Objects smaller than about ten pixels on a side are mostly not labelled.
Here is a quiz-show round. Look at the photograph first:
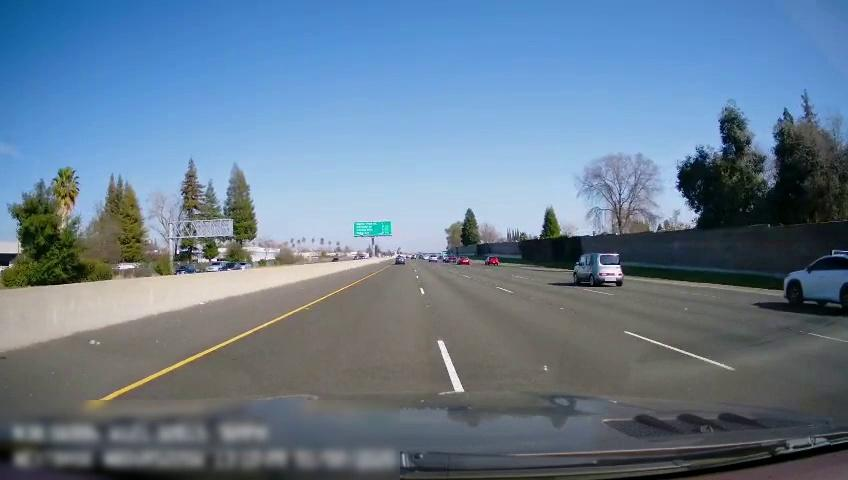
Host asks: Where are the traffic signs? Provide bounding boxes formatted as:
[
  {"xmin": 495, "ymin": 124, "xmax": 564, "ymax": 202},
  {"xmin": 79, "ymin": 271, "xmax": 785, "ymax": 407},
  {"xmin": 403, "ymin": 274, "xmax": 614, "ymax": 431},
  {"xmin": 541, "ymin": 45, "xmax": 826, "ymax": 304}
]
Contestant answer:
[{"xmin": 352, "ymin": 221, "xmax": 393, "ymax": 237}]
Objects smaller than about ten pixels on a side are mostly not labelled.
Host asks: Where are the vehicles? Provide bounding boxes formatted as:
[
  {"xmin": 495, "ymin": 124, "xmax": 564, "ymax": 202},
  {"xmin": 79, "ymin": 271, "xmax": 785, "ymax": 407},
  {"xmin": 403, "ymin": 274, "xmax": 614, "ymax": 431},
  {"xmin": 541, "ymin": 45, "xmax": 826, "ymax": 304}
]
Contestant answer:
[
  {"xmin": 239, "ymin": 262, "xmax": 251, "ymax": 270},
  {"xmin": 207, "ymin": 260, "xmax": 228, "ymax": 273},
  {"xmin": 217, "ymin": 262, "xmax": 241, "ymax": 273},
  {"xmin": 456, "ymin": 256, "xmax": 471, "ymax": 266},
  {"xmin": 394, "ymin": 254, "xmax": 405, "ymax": 264},
  {"xmin": 484, "ymin": 255, "xmax": 499, "ymax": 265},
  {"xmin": 572, "ymin": 253, "xmax": 625, "ymax": 288},
  {"xmin": 428, "ymin": 254, "xmax": 439, "ymax": 263},
  {"xmin": 173, "ymin": 264, "xmax": 197, "ymax": 275},
  {"xmin": 782, "ymin": 255, "xmax": 848, "ymax": 314}
]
